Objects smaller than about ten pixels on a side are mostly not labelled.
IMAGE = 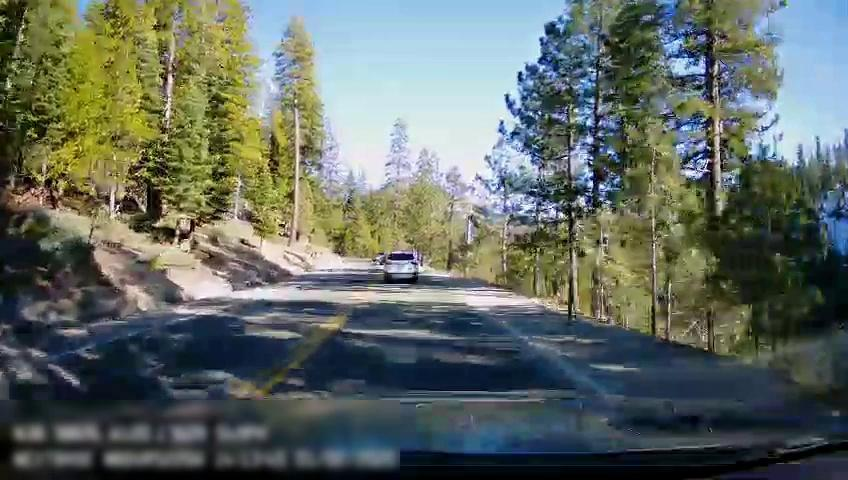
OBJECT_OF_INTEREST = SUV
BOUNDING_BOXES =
[383,252,418,284]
